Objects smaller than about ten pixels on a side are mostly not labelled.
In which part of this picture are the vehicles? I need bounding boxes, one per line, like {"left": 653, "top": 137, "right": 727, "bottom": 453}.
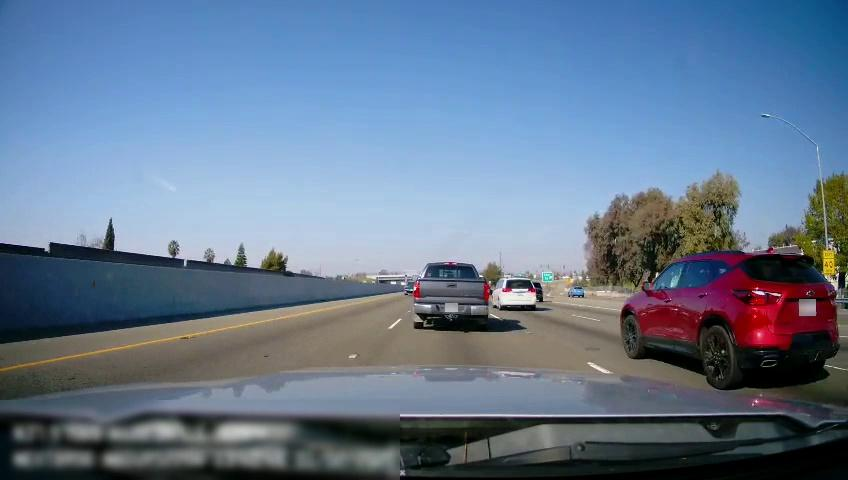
{"left": 404, "top": 281, "right": 414, "bottom": 296}
{"left": 618, "top": 252, "right": 839, "bottom": 391}
{"left": 491, "top": 278, "right": 536, "bottom": 312}
{"left": 533, "top": 282, "right": 543, "bottom": 302}
{"left": 567, "top": 285, "right": 586, "bottom": 298}
{"left": 412, "top": 261, "right": 492, "bottom": 332}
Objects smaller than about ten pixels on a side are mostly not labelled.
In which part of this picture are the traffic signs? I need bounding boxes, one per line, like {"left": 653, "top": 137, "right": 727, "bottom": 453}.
{"left": 541, "top": 271, "right": 555, "bottom": 284}
{"left": 824, "top": 250, "right": 834, "bottom": 272}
